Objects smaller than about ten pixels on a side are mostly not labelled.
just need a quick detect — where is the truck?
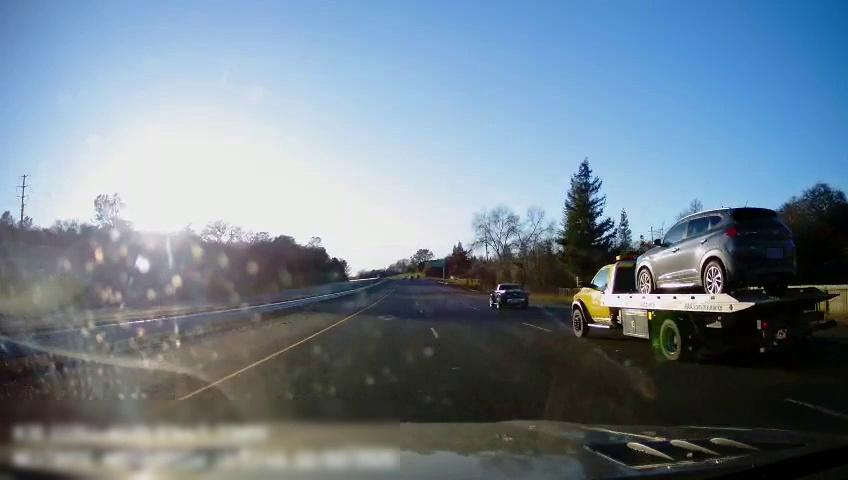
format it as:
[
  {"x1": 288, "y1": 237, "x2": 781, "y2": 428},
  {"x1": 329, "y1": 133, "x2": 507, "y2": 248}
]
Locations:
[{"x1": 571, "y1": 207, "x2": 841, "y2": 361}]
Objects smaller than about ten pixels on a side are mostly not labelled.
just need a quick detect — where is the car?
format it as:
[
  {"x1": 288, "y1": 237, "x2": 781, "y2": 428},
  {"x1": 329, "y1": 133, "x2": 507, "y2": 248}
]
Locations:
[{"x1": 489, "y1": 283, "x2": 528, "y2": 309}]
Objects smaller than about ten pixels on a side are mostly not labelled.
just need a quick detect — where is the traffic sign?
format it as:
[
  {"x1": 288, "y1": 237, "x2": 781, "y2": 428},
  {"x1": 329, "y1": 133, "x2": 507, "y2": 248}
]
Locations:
[{"x1": 430, "y1": 260, "x2": 445, "y2": 267}]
